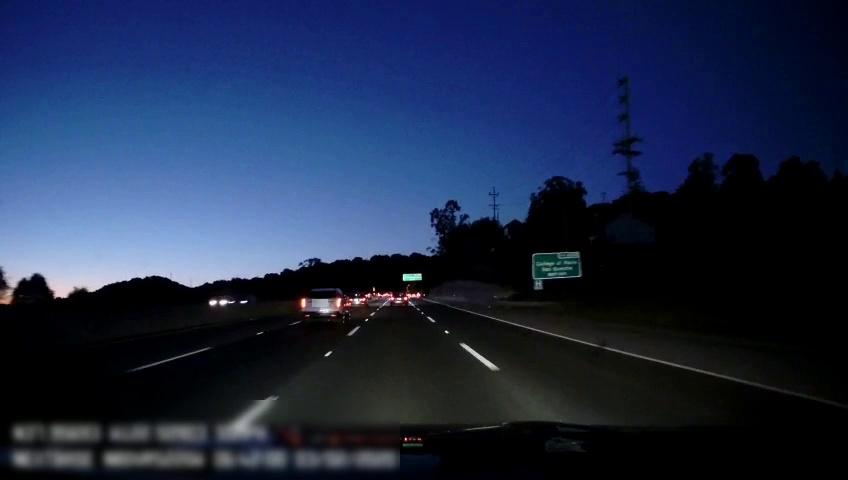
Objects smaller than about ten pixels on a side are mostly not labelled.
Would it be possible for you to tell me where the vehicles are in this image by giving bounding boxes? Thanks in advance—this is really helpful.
[209,294,236,310]
[301,287,353,327]
[407,288,421,301]
[390,291,409,308]
[348,292,368,311]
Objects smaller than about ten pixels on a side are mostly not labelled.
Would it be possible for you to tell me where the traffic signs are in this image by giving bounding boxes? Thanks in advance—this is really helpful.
[532,252,583,279]
[403,273,422,281]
